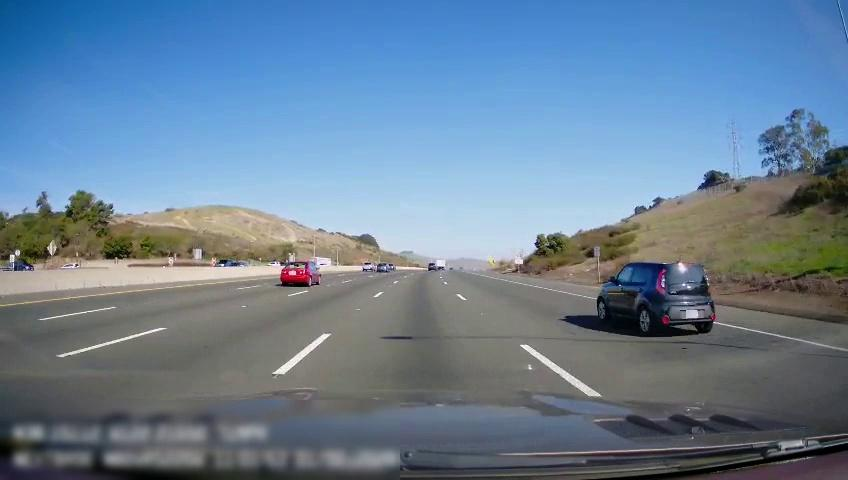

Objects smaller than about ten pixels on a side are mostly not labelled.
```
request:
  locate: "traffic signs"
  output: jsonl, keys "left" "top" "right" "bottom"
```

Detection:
{"left": 46, "top": 238, "right": 58, "bottom": 257}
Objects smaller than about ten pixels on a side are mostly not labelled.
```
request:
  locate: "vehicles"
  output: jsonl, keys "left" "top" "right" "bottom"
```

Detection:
{"left": 427, "top": 263, "right": 438, "bottom": 272}
{"left": 376, "top": 262, "right": 388, "bottom": 273}
{"left": 215, "top": 259, "right": 241, "bottom": 267}
{"left": 596, "top": 262, "right": 718, "bottom": 338}
{"left": 310, "top": 257, "right": 332, "bottom": 266}
{"left": 361, "top": 261, "right": 377, "bottom": 272}
{"left": 280, "top": 259, "right": 322, "bottom": 288}
{"left": 436, "top": 258, "right": 446, "bottom": 271}
{"left": 60, "top": 262, "right": 81, "bottom": 270}
{"left": 268, "top": 262, "right": 281, "bottom": 266}
{"left": 7, "top": 259, "right": 34, "bottom": 271}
